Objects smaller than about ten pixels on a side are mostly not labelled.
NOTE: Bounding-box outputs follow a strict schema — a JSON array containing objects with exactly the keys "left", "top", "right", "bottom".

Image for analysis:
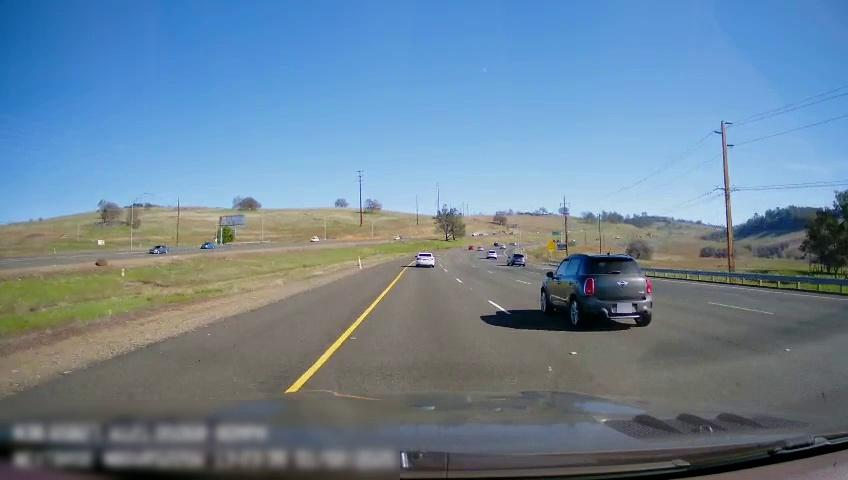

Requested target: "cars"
[
  {"left": 485, "top": 249, "right": 497, "bottom": 259},
  {"left": 200, "top": 241, "right": 216, "bottom": 249},
  {"left": 148, "top": 245, "right": 168, "bottom": 254}
]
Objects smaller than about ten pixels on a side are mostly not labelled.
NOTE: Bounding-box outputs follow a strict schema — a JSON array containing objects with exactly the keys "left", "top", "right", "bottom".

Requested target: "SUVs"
[
  {"left": 414, "top": 252, "right": 435, "bottom": 268},
  {"left": 539, "top": 254, "right": 653, "bottom": 328},
  {"left": 308, "top": 235, "right": 320, "bottom": 242},
  {"left": 506, "top": 253, "right": 526, "bottom": 266}
]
